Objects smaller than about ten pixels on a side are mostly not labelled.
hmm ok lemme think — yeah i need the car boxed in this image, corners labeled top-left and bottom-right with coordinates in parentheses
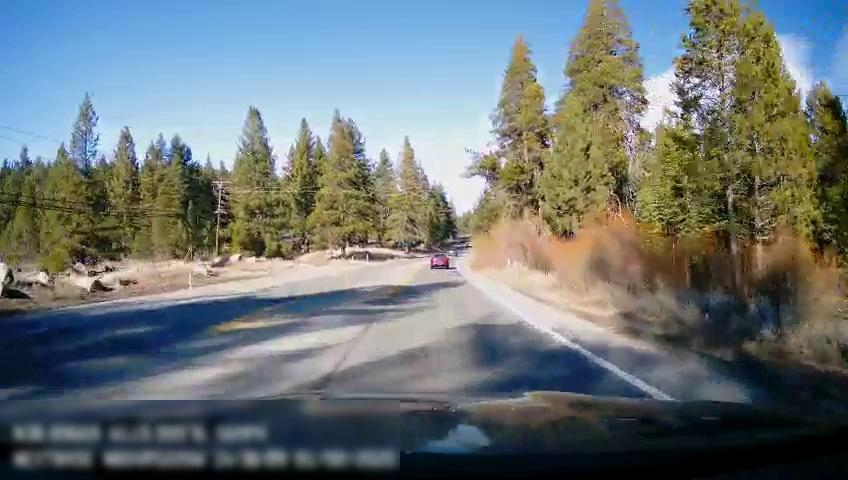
top-left (430, 255), bottom-right (449, 270)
